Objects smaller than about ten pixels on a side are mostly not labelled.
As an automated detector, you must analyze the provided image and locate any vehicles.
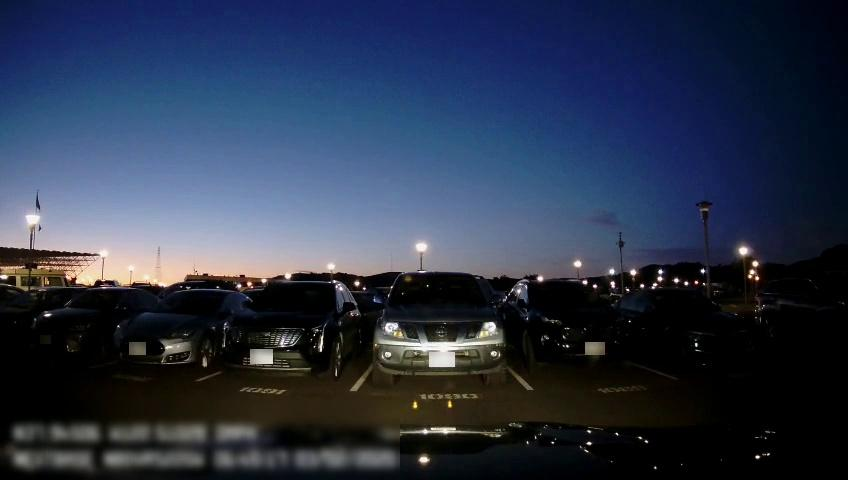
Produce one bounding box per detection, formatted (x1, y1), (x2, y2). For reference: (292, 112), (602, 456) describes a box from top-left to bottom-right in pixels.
(30, 287), (164, 355)
(92, 279), (121, 288)
(612, 288), (765, 371)
(755, 275), (848, 335)
(371, 270), (510, 391)
(110, 287), (253, 376)
(219, 278), (366, 382)
(0, 287), (88, 339)
(0, 284), (27, 307)
(496, 277), (641, 374)
(0, 265), (68, 291)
